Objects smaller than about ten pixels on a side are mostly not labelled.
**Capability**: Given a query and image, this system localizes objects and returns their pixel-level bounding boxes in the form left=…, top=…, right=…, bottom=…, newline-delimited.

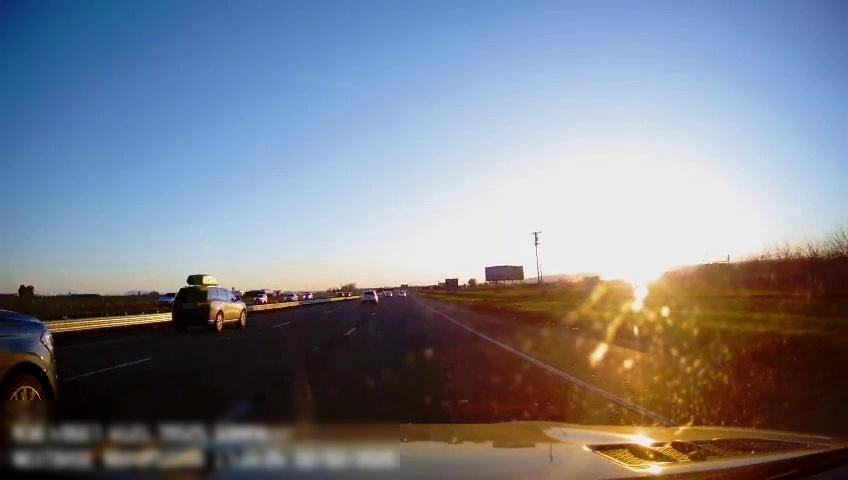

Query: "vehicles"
left=361, top=290, right=378, bottom=304
left=302, top=292, right=314, bottom=301
left=0, top=307, right=61, bottom=445
left=283, top=293, right=299, bottom=302
left=160, top=293, right=175, bottom=305
left=252, top=293, right=269, bottom=305
left=172, top=275, right=249, bottom=335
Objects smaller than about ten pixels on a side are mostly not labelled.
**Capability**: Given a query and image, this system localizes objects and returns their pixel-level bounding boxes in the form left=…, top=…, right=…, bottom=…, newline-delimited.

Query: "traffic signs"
left=445, top=278, right=458, bottom=289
